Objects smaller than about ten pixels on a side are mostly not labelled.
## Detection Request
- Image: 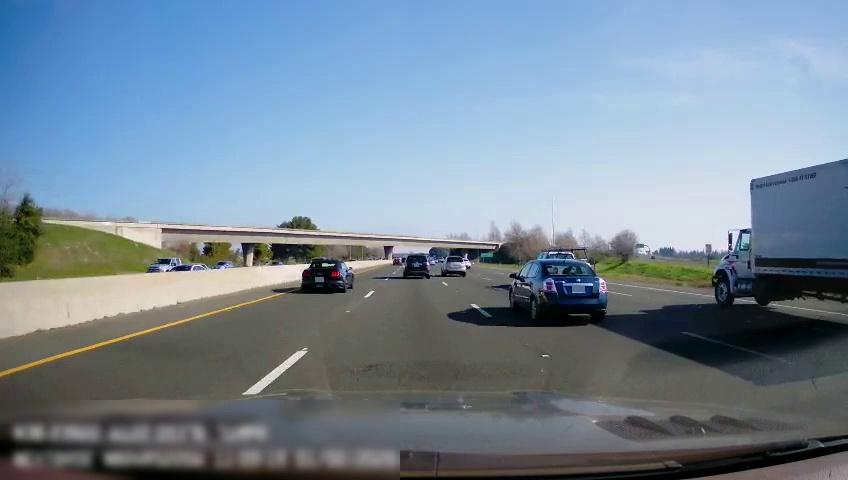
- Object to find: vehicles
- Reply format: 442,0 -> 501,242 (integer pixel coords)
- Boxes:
269,259 -> 287,267
190,262 -> 212,272
147,255 -> 184,275
212,260 -> 235,270
441,255 -> 467,278
709,157 -> 848,309
166,262 -> 207,273
403,253 -> 430,279
459,256 -> 472,269
534,247 -> 596,274
301,257 -> 355,294
507,258 -> 609,324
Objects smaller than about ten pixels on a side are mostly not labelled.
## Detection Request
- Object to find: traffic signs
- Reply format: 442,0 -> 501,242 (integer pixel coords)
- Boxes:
480,251 -> 494,258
